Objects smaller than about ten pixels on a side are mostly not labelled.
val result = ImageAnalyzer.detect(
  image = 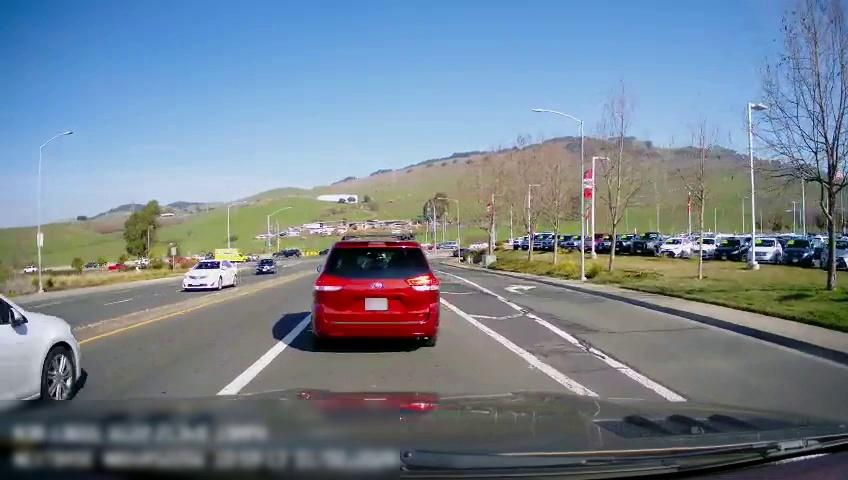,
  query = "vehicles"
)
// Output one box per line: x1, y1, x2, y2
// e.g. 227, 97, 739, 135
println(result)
271, 248, 301, 258
22, 265, 38, 273
182, 259, 240, 292
310, 232, 442, 347
84, 262, 99, 269
317, 248, 331, 257
256, 258, 276, 274
213, 248, 250, 263
435, 241, 458, 250
0, 292, 83, 414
